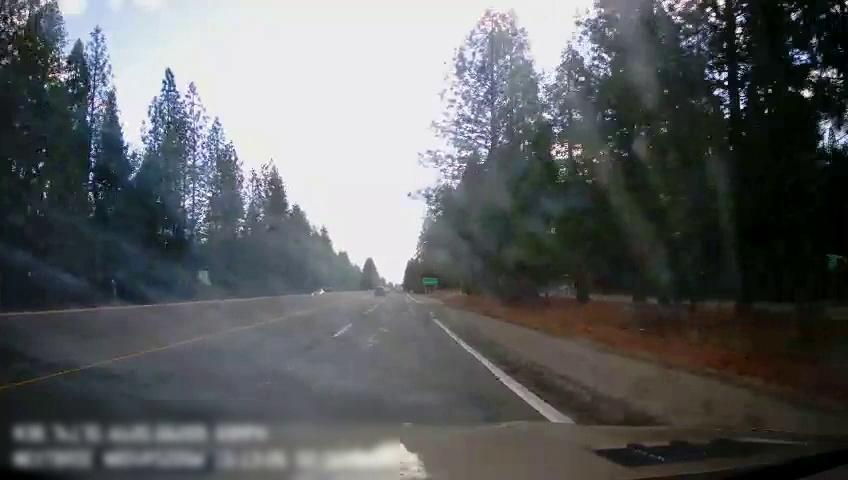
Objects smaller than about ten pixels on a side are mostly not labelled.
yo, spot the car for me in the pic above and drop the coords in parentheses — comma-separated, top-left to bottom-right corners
(310, 287, 326, 296)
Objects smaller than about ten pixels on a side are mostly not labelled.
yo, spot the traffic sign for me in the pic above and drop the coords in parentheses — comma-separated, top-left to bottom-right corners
(423, 277, 438, 286)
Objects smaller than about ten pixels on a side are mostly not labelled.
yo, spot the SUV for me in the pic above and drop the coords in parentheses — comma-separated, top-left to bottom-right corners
(373, 286, 386, 298)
